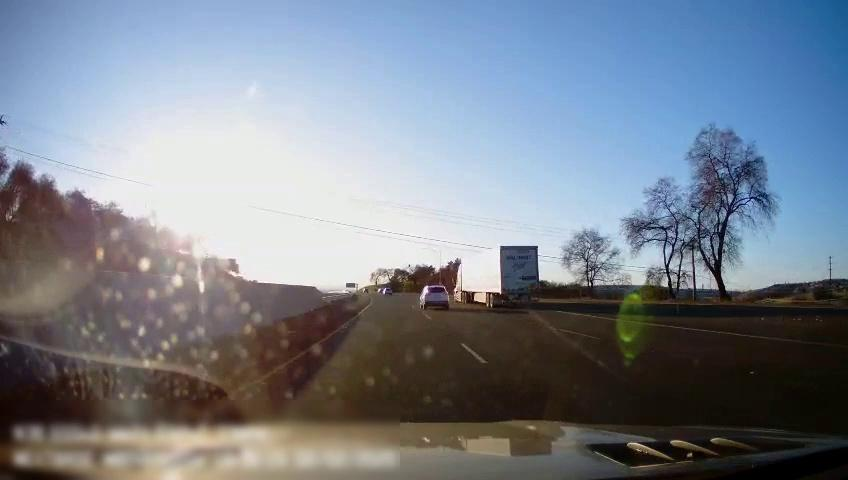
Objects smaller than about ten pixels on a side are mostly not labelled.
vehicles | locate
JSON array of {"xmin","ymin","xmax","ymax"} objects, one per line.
[
  {"xmin": 454, "ymin": 245, "xmax": 539, "ymax": 308},
  {"xmin": 420, "ymin": 285, "xmax": 450, "ymax": 310}
]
